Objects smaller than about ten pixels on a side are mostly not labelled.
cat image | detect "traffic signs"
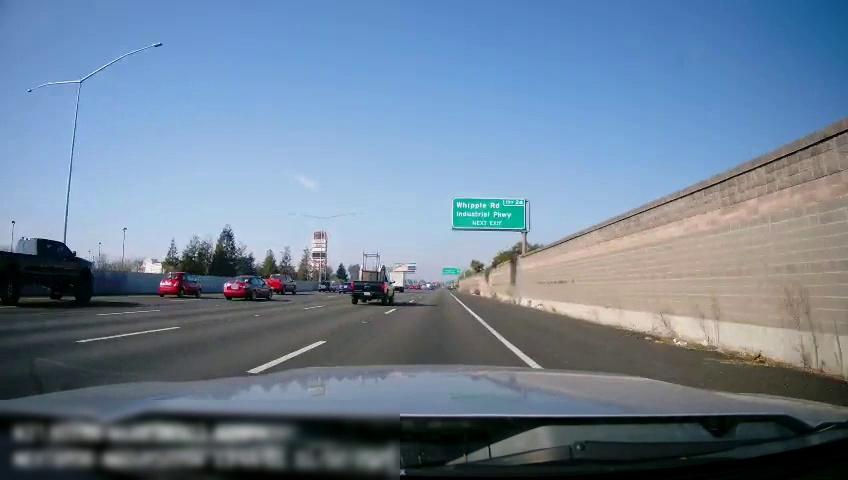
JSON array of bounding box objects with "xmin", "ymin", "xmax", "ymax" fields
[
  {"xmin": 450, "ymin": 197, "xmax": 526, "ymax": 230},
  {"xmin": 442, "ymin": 267, "xmax": 459, "ymax": 275}
]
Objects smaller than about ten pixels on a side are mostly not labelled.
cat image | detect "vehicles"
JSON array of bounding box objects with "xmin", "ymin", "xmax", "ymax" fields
[
  {"xmin": 223, "ymin": 276, "xmax": 272, "ymax": 302},
  {"xmin": 262, "ymin": 274, "xmax": 297, "ymax": 295},
  {"xmin": 388, "ymin": 271, "xmax": 406, "ymax": 292},
  {"xmin": 159, "ymin": 272, "xmax": 202, "ymax": 299},
  {"xmin": 0, "ymin": 238, "xmax": 95, "ymax": 310},
  {"xmin": 318, "ymin": 281, "xmax": 338, "ymax": 293},
  {"xmin": 350, "ymin": 270, "xmax": 396, "ymax": 306},
  {"xmin": 339, "ymin": 282, "xmax": 352, "ymax": 293}
]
